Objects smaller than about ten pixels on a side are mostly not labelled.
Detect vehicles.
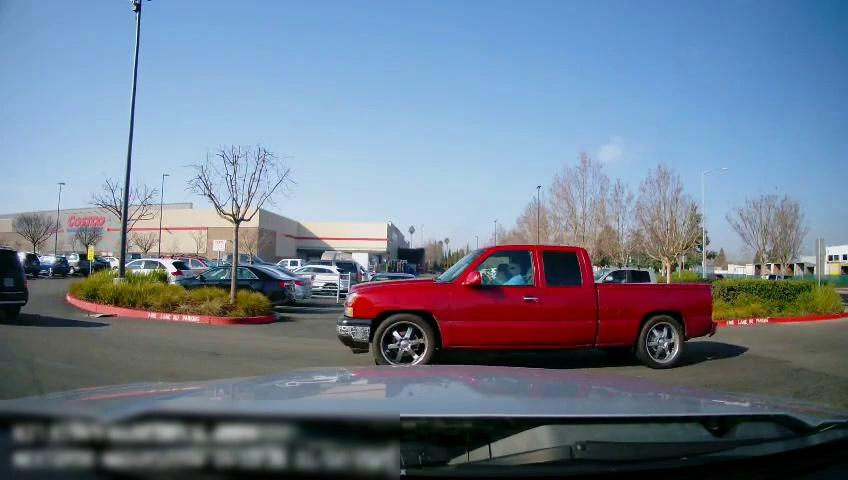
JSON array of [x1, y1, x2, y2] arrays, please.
[[593, 267, 657, 285], [371, 271, 417, 283], [123, 257, 196, 285], [90, 256, 112, 275], [332, 243, 720, 370], [320, 250, 346, 261], [18, 250, 41, 280], [0, 247, 30, 323], [37, 252, 72, 280], [766, 272, 799, 282], [105, 256, 121, 272], [274, 259, 302, 271], [64, 252, 91, 279], [267, 265, 315, 310], [169, 260, 296, 308], [309, 260, 370, 298], [290, 264, 342, 297]]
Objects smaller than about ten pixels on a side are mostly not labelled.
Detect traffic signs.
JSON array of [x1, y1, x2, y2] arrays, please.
[[86, 245, 95, 261]]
